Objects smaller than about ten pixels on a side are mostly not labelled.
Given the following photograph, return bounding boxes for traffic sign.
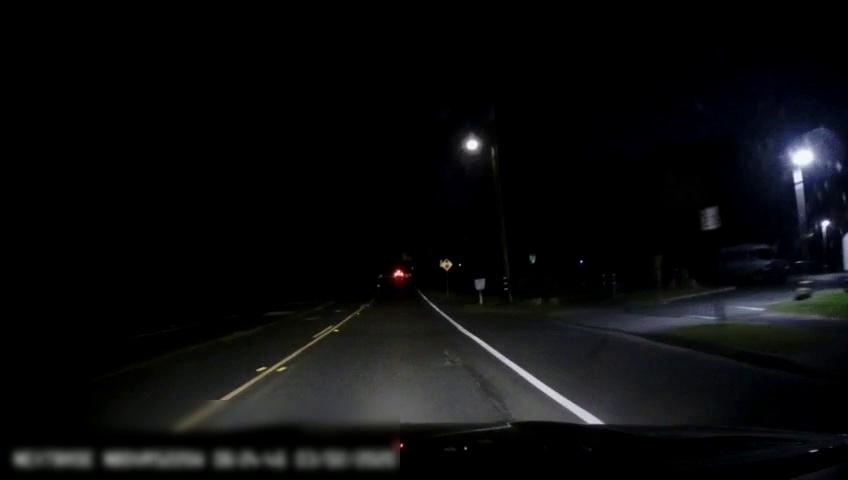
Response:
[441,258,453,273]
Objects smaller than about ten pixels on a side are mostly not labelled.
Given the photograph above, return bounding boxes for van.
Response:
[720,243,787,282]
